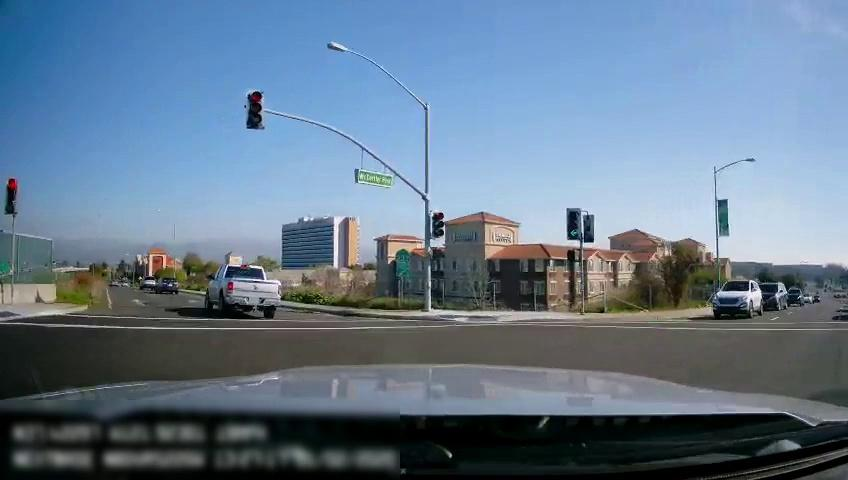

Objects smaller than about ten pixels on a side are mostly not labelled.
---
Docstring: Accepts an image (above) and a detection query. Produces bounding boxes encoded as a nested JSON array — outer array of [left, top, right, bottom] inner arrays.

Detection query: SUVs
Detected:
[[786, 287, 805, 307], [139, 275, 157, 290], [712, 279, 763, 320]]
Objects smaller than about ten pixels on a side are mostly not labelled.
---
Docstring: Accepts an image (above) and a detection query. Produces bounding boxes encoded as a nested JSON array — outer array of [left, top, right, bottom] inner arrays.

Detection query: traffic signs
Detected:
[[395, 262, 410, 279], [395, 249, 411, 265], [354, 167, 394, 188]]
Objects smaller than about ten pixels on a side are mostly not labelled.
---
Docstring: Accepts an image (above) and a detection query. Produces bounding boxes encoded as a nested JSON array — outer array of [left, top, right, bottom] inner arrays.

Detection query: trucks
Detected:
[[204, 264, 282, 320]]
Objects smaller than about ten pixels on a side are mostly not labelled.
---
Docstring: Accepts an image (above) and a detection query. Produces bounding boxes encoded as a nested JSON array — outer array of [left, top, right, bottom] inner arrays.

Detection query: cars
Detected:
[[756, 282, 789, 312], [802, 293, 813, 305], [154, 276, 179, 295]]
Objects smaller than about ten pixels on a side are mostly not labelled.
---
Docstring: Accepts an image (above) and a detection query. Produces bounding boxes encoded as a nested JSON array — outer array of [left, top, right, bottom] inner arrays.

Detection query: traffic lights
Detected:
[[583, 214, 595, 244], [245, 89, 265, 131], [4, 177, 18, 215], [430, 210, 446, 241], [566, 208, 581, 241], [432, 246, 447, 260]]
